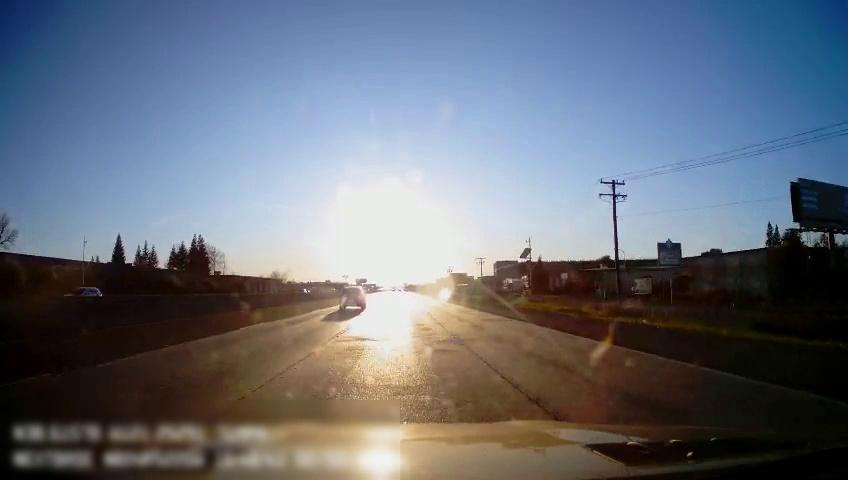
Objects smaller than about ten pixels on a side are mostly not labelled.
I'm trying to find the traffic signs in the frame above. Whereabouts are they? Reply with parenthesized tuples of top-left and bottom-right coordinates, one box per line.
(657, 238, 682, 268)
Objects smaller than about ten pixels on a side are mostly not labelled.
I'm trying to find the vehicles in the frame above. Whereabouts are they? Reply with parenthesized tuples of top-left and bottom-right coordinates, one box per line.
(339, 286, 367, 311)
(63, 287, 103, 300)
(296, 289, 307, 295)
